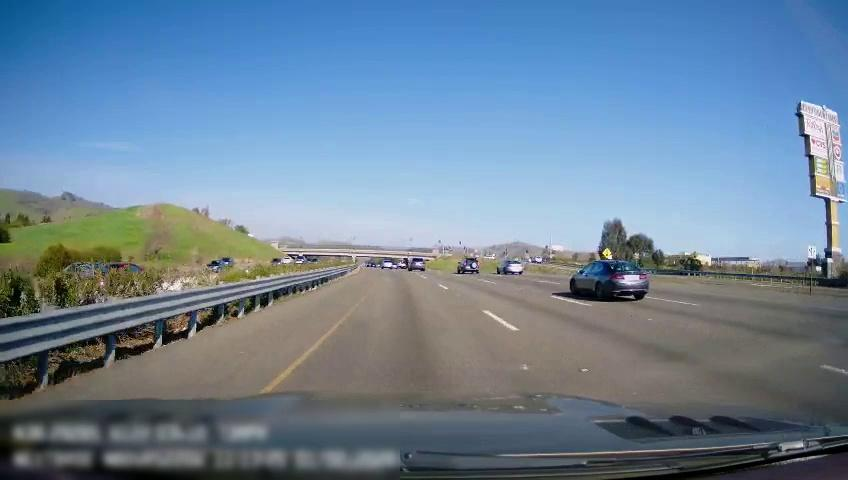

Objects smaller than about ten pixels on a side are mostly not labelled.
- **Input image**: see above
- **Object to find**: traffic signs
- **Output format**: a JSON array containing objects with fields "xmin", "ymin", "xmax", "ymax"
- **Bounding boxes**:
[
  {"xmin": 807, "ymin": 245, "xmax": 817, "ymax": 259},
  {"xmin": 602, "ymin": 247, "xmax": 612, "ymax": 259}
]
